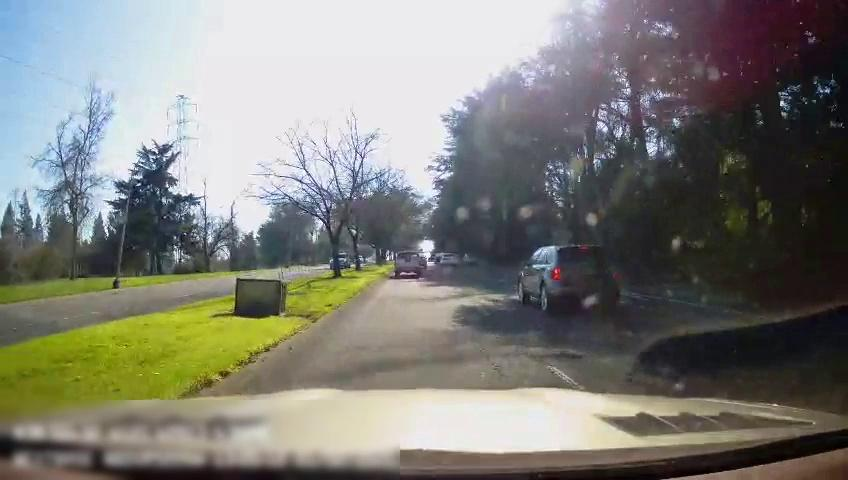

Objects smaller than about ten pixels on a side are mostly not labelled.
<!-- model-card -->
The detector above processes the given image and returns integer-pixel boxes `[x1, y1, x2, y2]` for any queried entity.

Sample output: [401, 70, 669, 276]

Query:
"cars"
[439, 252, 457, 265]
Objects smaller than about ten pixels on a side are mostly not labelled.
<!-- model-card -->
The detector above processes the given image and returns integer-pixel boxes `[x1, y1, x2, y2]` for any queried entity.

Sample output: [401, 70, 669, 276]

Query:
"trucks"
[394, 249, 423, 278]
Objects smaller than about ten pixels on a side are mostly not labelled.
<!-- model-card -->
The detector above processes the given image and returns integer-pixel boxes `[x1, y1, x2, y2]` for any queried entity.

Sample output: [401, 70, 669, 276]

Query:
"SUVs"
[329, 252, 352, 270]
[515, 242, 623, 314]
